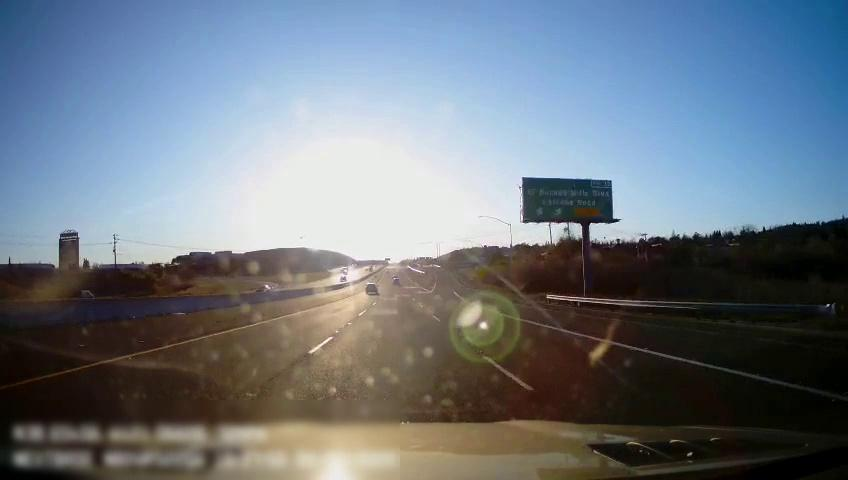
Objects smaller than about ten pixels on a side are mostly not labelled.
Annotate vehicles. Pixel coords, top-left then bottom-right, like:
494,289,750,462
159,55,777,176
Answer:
365,282,379,296
255,284,271,293
81,289,95,299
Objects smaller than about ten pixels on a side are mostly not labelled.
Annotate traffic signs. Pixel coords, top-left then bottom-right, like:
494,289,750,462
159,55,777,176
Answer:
521,176,614,223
